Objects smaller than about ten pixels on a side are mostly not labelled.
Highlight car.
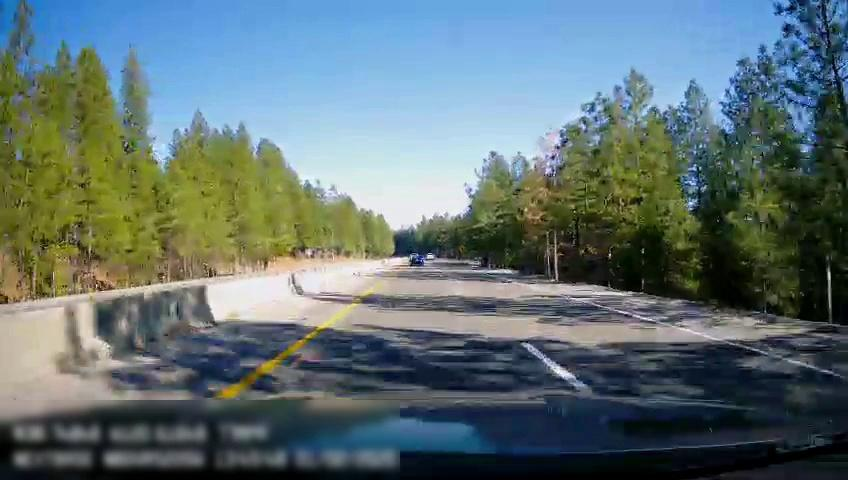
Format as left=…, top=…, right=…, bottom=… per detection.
left=410, top=255, right=423, bottom=266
